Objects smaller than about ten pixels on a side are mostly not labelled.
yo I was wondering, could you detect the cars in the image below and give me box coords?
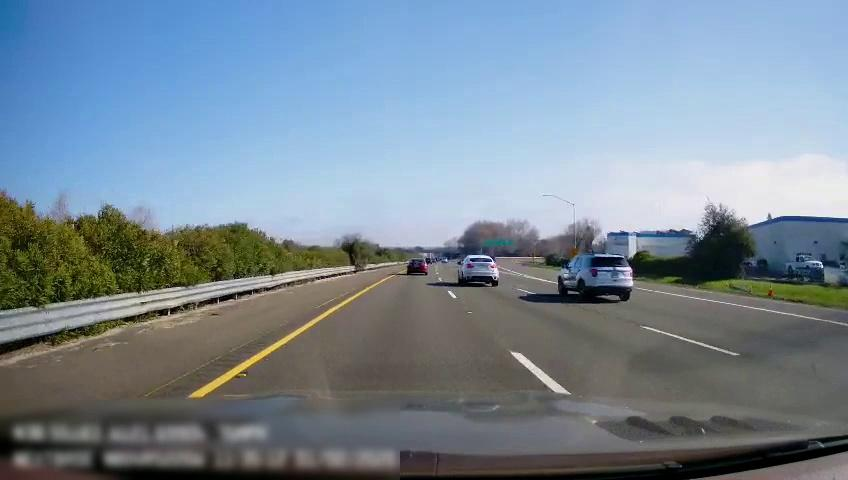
[407,257,428,275]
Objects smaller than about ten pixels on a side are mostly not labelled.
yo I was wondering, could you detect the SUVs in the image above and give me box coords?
[556,252,634,301]
[456,254,500,287]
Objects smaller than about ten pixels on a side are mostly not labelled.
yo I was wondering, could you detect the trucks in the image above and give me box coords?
[784,254,824,277]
